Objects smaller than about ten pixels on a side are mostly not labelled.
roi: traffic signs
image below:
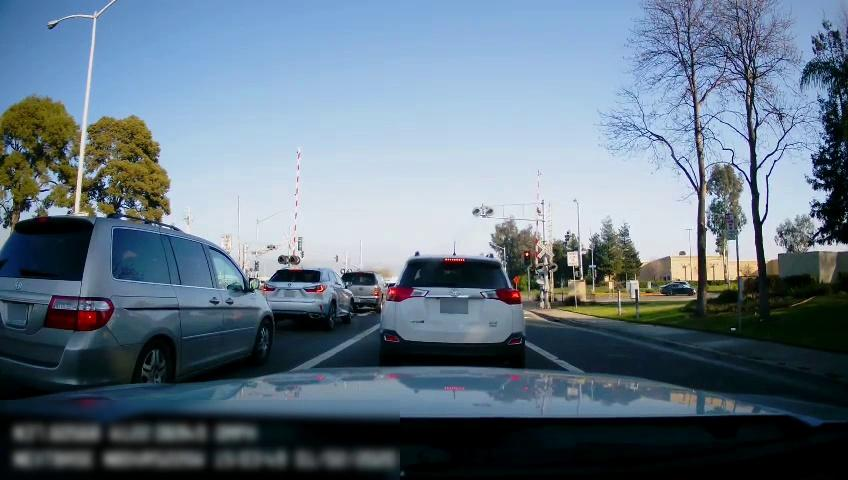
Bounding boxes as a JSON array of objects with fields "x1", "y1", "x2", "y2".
[
  {"x1": 536, "y1": 239, "x2": 555, "y2": 259},
  {"x1": 567, "y1": 251, "x2": 579, "y2": 267}
]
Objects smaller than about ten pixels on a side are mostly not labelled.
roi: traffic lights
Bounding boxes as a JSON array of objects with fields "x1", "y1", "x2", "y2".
[
  {"x1": 297, "y1": 237, "x2": 303, "y2": 252},
  {"x1": 563, "y1": 230, "x2": 570, "y2": 245},
  {"x1": 288, "y1": 255, "x2": 300, "y2": 265},
  {"x1": 523, "y1": 251, "x2": 531, "y2": 265},
  {"x1": 277, "y1": 255, "x2": 289, "y2": 265}
]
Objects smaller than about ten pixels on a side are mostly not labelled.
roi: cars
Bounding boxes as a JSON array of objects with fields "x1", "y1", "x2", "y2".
[{"x1": 659, "y1": 281, "x2": 697, "y2": 297}]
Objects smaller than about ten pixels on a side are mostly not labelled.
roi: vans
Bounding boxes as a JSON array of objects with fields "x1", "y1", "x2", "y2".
[{"x1": 0, "y1": 212, "x2": 276, "y2": 393}]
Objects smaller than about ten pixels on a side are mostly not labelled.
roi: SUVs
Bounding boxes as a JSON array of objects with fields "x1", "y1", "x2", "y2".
[
  {"x1": 380, "y1": 251, "x2": 526, "y2": 363},
  {"x1": 340, "y1": 270, "x2": 388, "y2": 314},
  {"x1": 262, "y1": 266, "x2": 354, "y2": 330}
]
